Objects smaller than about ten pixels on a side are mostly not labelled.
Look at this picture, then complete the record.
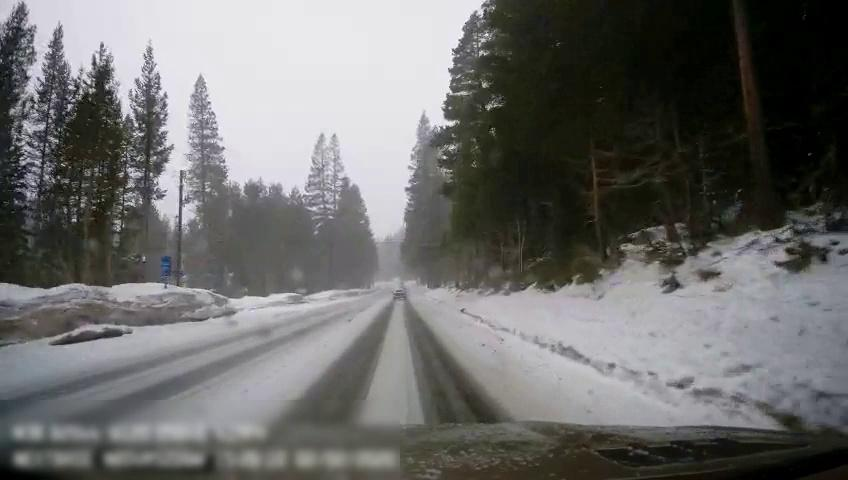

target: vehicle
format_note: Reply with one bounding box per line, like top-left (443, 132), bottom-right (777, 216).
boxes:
top-left (391, 287), bottom-right (406, 300)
